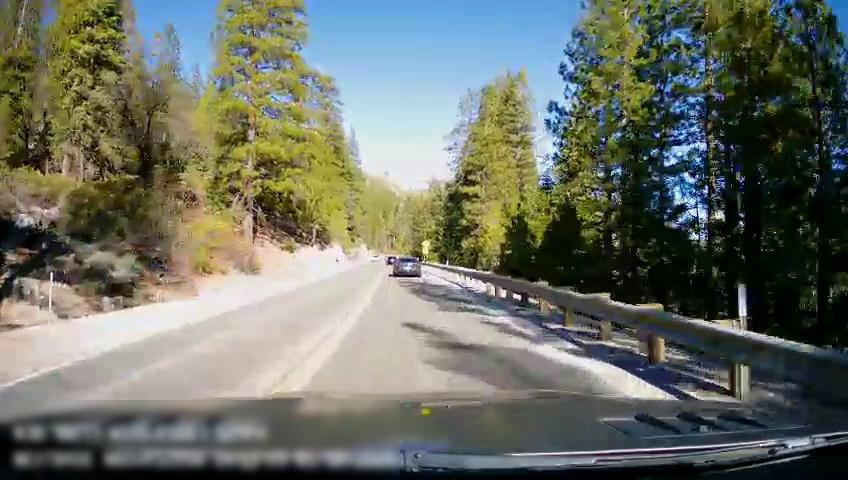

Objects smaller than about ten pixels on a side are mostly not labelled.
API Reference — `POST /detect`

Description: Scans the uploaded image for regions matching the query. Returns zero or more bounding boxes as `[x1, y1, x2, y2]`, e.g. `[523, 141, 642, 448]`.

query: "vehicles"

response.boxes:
[386, 254, 401, 265]
[393, 256, 423, 278]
